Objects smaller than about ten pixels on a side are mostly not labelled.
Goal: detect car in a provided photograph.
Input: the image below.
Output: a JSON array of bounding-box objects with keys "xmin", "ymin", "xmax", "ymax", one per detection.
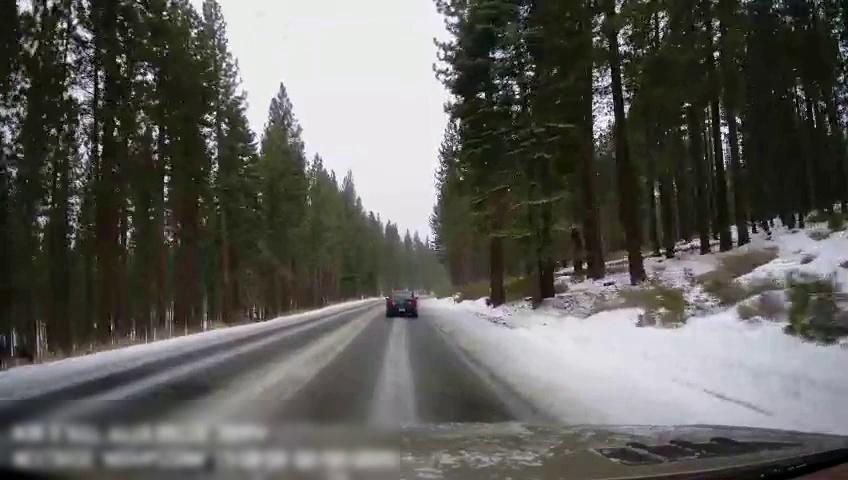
[{"xmin": 386, "ymin": 290, "xmax": 419, "ymax": 319}]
